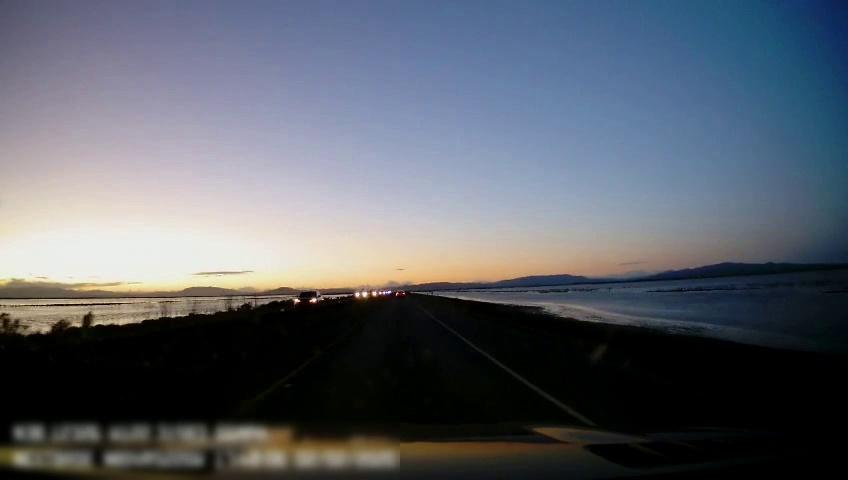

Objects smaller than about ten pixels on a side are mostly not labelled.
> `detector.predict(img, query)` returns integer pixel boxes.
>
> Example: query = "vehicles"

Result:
[353,290,370,300]
[293,290,325,308]
[395,290,406,298]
